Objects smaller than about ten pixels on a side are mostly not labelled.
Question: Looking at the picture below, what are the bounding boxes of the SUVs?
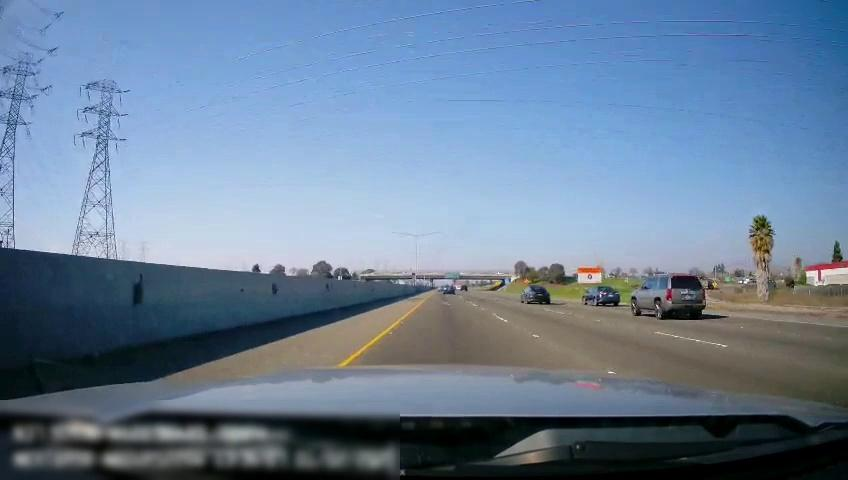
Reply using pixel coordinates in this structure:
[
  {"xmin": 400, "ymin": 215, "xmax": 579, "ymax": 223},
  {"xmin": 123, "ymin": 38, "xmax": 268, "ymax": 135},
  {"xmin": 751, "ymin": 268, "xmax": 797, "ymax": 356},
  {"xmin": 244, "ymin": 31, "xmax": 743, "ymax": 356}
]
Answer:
[{"xmin": 630, "ymin": 274, "xmax": 706, "ymax": 320}]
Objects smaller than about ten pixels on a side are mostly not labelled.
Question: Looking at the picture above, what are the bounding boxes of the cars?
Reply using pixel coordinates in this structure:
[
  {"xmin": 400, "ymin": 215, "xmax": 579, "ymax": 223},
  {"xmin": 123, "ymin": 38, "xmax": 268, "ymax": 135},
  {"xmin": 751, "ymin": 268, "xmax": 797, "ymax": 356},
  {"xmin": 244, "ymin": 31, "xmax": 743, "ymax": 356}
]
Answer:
[
  {"xmin": 582, "ymin": 285, "xmax": 621, "ymax": 307},
  {"xmin": 519, "ymin": 285, "xmax": 550, "ymax": 304},
  {"xmin": 443, "ymin": 285, "xmax": 455, "ymax": 295}
]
